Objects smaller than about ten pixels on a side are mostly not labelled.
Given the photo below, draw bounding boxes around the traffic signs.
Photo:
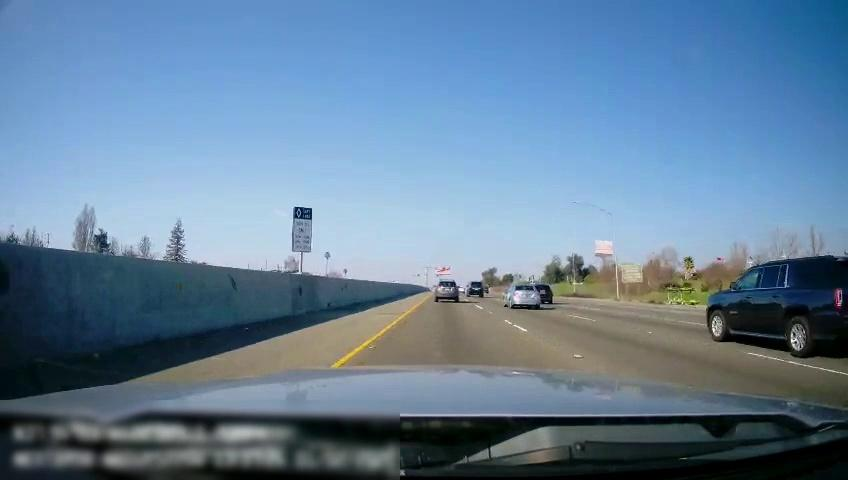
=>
[292,206,312,253]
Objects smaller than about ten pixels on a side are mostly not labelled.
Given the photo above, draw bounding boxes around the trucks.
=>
[466,281,484,298]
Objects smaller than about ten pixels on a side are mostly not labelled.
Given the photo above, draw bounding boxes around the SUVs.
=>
[433,280,460,303]
[534,284,553,305]
[704,254,848,358]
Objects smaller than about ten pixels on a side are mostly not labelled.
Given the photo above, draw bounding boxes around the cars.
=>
[504,283,542,309]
